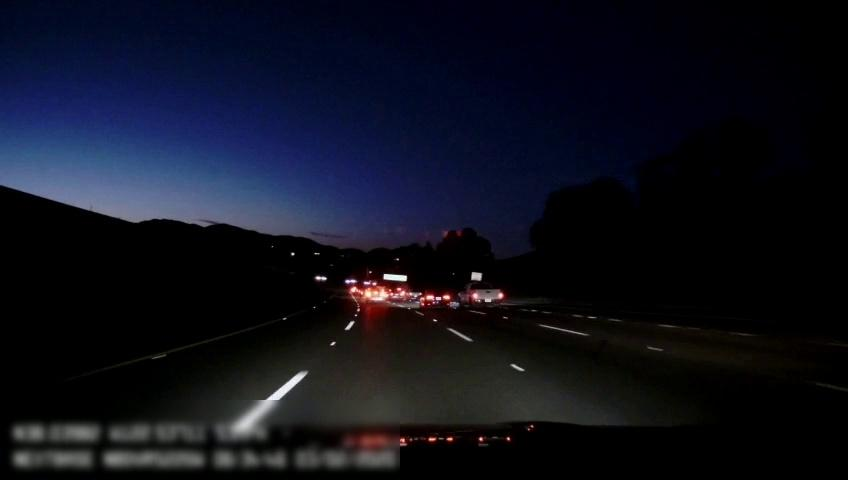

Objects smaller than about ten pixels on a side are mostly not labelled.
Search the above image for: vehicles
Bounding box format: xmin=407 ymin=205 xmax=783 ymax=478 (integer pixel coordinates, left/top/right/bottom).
xmin=364 ymin=285 xmax=387 ymax=303
xmin=419 ymin=287 xmax=452 ymax=311
xmin=457 ymin=281 xmax=504 ymax=313
xmin=389 ymin=288 xmax=404 ymax=302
